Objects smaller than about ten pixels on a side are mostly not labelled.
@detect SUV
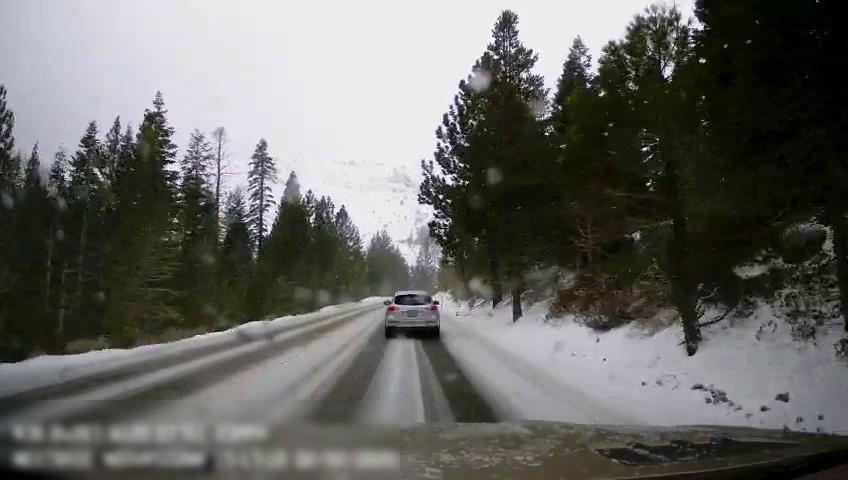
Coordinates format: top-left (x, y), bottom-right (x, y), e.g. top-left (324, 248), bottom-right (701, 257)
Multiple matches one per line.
top-left (383, 291), bottom-right (441, 340)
